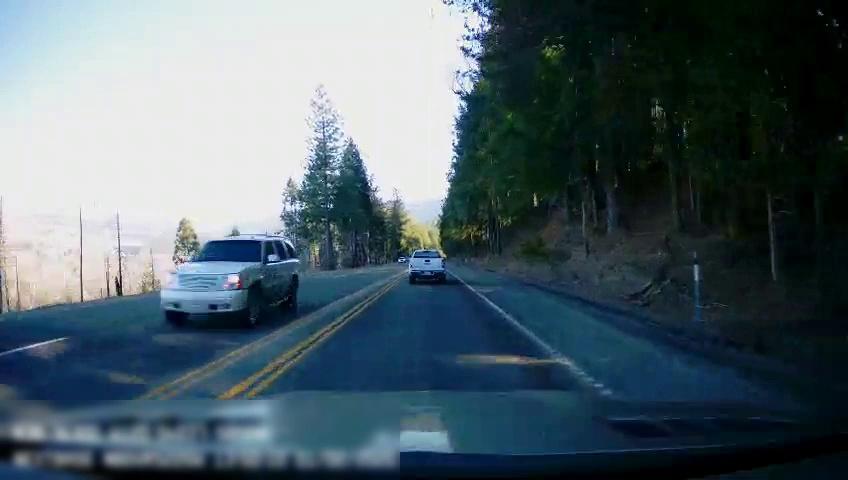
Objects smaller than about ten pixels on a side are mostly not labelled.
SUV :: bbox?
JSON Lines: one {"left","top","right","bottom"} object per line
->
{"left": 159, "top": 232, "right": 305, "bottom": 329}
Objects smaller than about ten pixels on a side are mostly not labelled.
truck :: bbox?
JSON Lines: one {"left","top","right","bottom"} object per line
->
{"left": 407, "top": 248, "right": 447, "bottom": 284}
